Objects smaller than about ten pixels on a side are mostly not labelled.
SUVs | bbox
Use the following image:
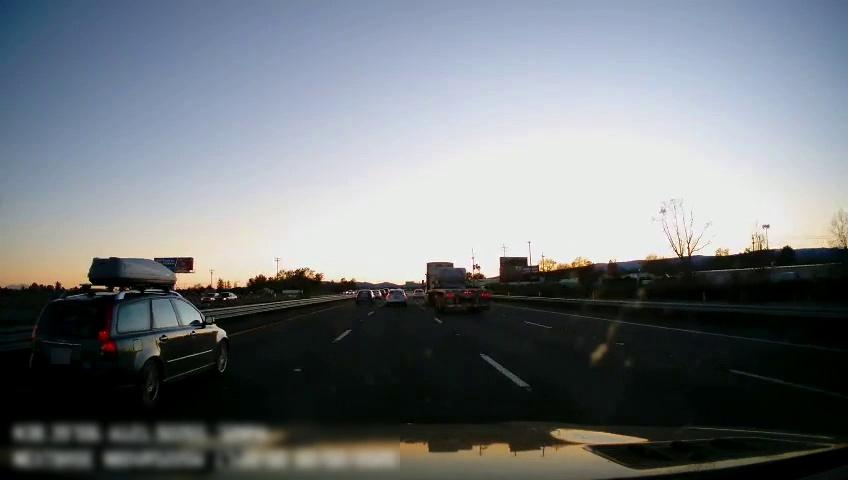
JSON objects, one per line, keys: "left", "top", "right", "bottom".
{"left": 200, "top": 292, "right": 220, "bottom": 303}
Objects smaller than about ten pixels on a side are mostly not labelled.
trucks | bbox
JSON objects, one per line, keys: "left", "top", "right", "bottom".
{"left": 421, "top": 261, "right": 492, "bottom": 315}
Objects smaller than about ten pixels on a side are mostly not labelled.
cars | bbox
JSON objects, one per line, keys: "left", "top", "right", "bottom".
{"left": 356, "top": 289, "right": 376, "bottom": 304}
{"left": 25, "top": 256, "right": 233, "bottom": 407}
{"left": 387, "top": 289, "right": 408, "bottom": 305}
{"left": 214, "top": 292, "right": 238, "bottom": 303}
{"left": 412, "top": 289, "right": 426, "bottom": 300}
